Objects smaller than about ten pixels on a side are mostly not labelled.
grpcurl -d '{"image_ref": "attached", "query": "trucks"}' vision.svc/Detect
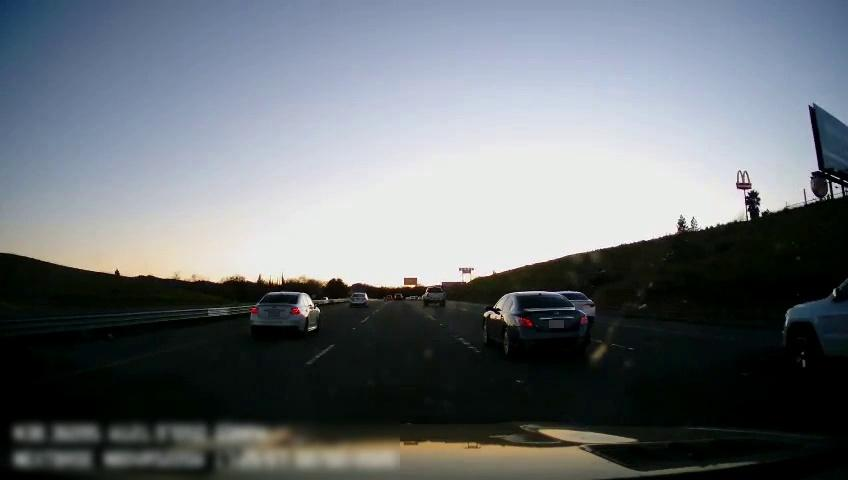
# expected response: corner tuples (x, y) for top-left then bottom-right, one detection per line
(423, 286), (445, 307)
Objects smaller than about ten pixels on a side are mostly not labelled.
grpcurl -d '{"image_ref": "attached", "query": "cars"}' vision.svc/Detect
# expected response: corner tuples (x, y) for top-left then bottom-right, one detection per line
(349, 293), (370, 308)
(480, 290), (589, 360)
(557, 291), (597, 323)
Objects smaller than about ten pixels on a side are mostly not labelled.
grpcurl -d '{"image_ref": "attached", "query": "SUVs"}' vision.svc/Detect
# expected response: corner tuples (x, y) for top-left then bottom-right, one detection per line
(782, 277), (848, 381)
